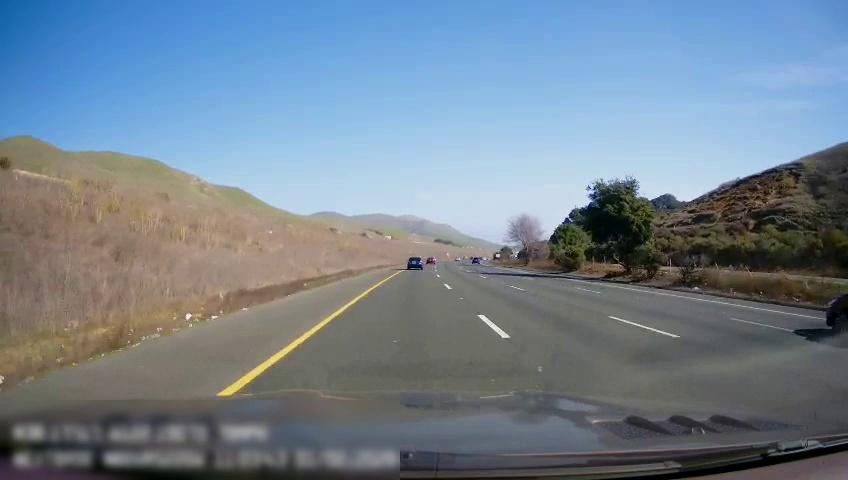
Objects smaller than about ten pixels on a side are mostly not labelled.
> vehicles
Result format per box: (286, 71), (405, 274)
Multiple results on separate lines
(825, 290), (848, 349)
(407, 257), (423, 270)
